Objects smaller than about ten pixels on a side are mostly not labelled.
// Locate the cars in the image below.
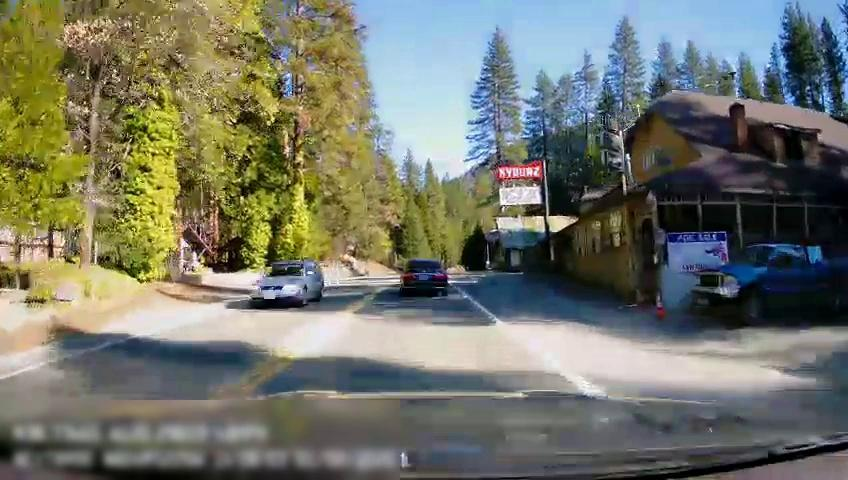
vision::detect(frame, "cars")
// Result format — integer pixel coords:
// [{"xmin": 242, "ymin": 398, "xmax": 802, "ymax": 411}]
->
[
  {"xmin": 399, "ymin": 259, "xmax": 450, "ymax": 298},
  {"xmin": 255, "ymin": 257, "xmax": 325, "ymax": 308}
]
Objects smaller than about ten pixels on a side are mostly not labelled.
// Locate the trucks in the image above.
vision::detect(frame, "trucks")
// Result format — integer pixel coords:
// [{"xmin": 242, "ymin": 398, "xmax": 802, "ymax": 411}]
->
[{"xmin": 693, "ymin": 242, "xmax": 848, "ymax": 327}]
